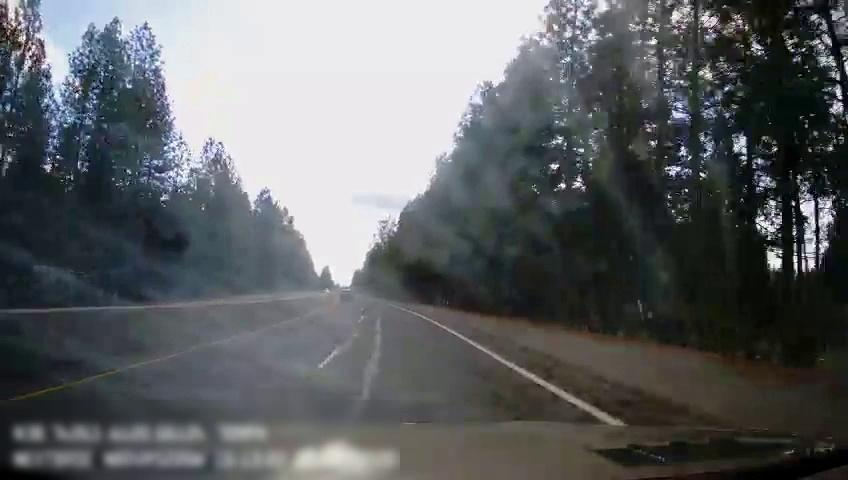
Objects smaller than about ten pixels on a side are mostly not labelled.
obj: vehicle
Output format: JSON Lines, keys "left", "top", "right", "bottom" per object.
{"left": 340, "top": 289, "right": 353, "bottom": 300}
